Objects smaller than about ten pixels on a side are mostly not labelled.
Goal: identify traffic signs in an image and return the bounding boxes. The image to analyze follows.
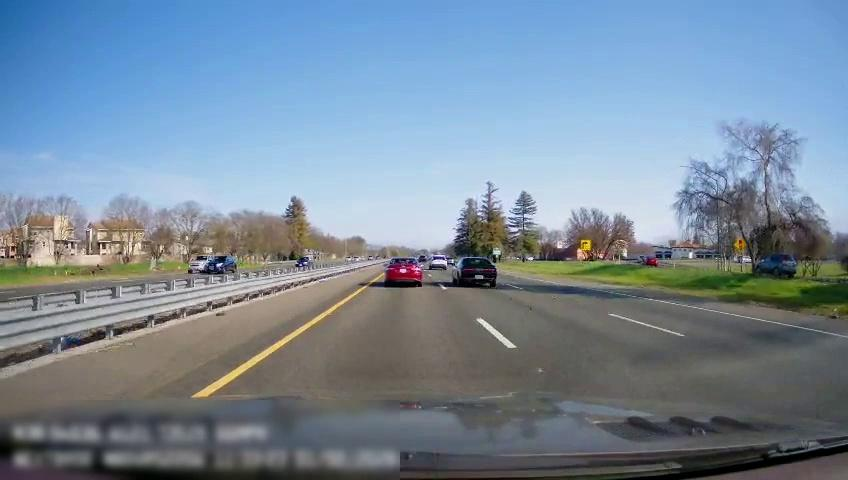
[735,239,749,252]
[579,239,592,253]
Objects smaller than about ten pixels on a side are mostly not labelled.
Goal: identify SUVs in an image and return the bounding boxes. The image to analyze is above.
[187,255,218,275]
[205,254,238,275]
[754,253,797,277]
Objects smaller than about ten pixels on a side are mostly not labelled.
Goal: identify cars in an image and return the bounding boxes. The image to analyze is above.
[384,259,423,287]
[429,255,448,271]
[452,257,497,287]
[295,257,312,267]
